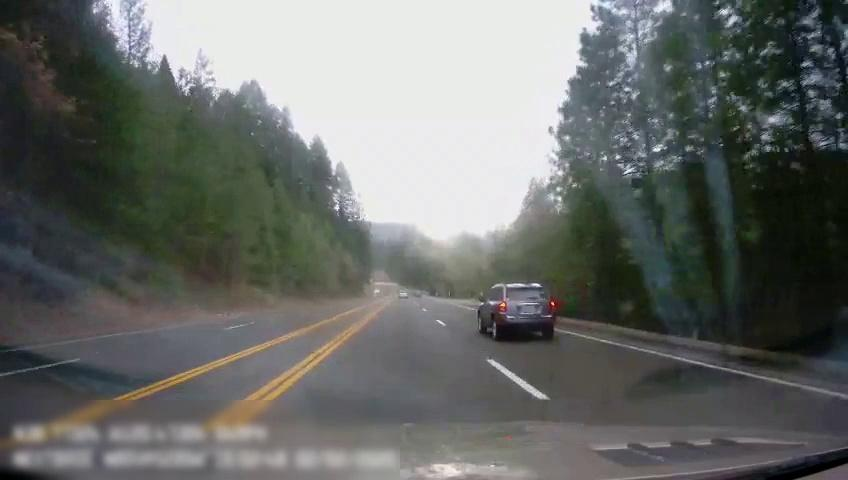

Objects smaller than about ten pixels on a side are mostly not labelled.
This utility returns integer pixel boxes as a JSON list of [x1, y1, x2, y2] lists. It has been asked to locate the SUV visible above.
[[475, 284, 555, 343]]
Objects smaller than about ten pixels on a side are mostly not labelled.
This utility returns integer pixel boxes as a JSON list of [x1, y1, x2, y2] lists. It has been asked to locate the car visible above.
[[398, 290, 409, 300]]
